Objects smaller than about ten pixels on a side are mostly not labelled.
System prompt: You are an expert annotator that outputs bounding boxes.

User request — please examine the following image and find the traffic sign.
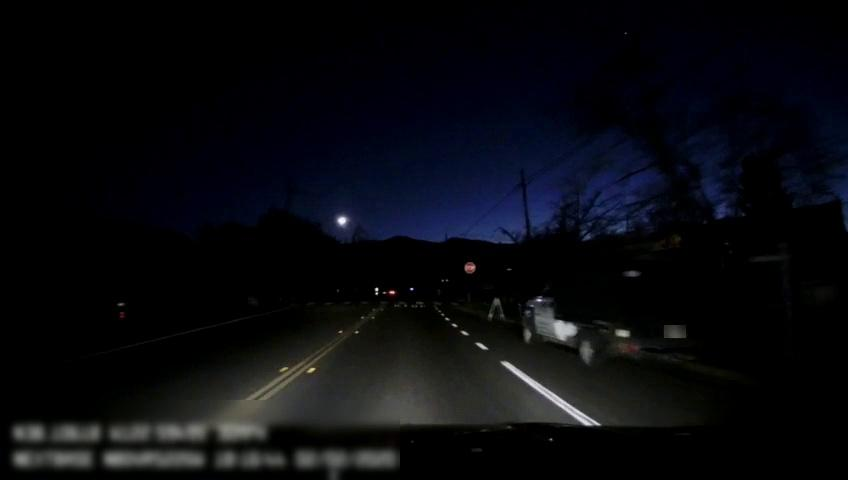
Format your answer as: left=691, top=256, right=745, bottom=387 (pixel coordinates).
left=463, top=261, right=477, bottom=275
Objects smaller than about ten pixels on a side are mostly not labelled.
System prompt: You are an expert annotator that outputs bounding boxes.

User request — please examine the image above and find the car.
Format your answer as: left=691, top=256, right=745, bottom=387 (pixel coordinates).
left=523, top=281, right=690, bottom=367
